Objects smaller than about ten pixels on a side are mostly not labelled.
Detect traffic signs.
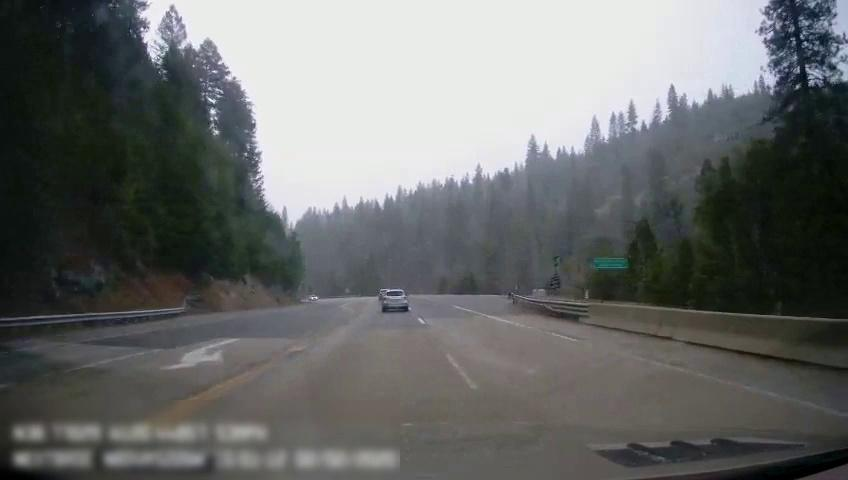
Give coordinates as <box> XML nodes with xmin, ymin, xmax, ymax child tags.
<box><xmin>593</xmin><ymin>257</ymin><xmax>629</xmax><ymax>269</ymax></box>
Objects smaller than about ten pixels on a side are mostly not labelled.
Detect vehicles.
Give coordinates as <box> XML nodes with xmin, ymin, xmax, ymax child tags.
<box><xmin>378</xmin><ymin>289</ymin><xmax>388</xmax><ymax>301</ymax></box>
<box><xmin>381</xmin><ymin>289</ymin><xmax>409</xmax><ymax>312</ymax></box>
